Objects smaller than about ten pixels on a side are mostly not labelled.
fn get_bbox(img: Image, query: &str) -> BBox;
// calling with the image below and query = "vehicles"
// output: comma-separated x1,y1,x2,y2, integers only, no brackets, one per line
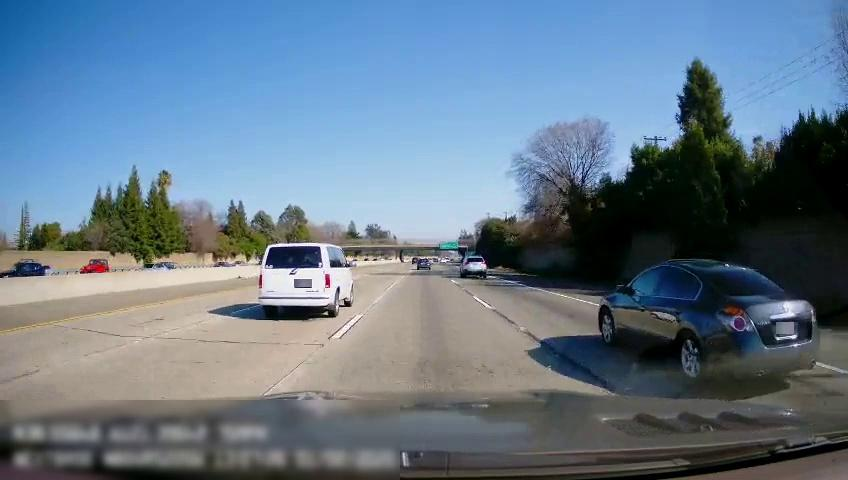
597,259,819,383
44,265,54,274
0,262,45,278
257,243,355,319
79,258,110,274
460,255,487,278
416,258,432,271
134,262,168,272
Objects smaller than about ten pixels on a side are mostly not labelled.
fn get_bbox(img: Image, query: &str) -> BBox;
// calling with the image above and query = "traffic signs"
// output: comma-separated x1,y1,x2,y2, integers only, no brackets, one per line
439,241,459,250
